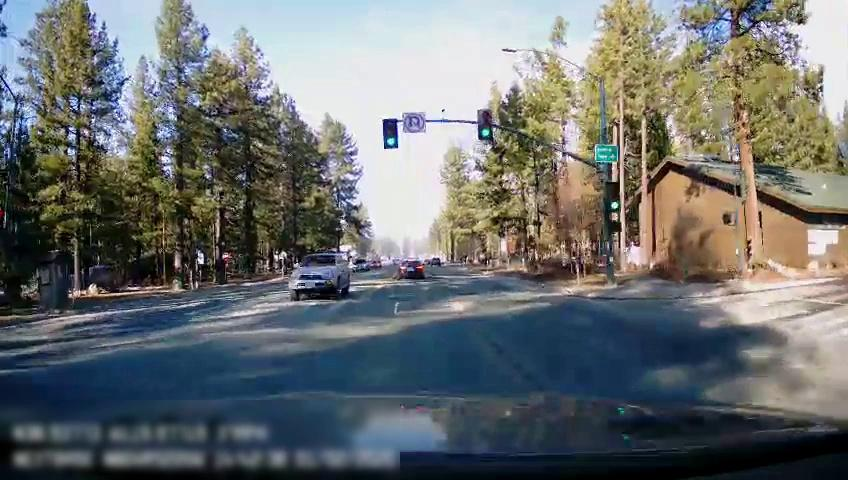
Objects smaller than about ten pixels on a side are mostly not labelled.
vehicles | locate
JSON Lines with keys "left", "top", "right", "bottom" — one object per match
{"left": 289, "top": 253, "right": 351, "bottom": 302}
{"left": 430, "top": 257, "right": 441, "bottom": 266}
{"left": 368, "top": 258, "right": 384, "bottom": 271}
{"left": 399, "top": 257, "right": 427, "bottom": 278}
{"left": 352, "top": 257, "right": 369, "bottom": 272}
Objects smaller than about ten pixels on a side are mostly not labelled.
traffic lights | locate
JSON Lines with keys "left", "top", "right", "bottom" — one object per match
{"left": 383, "top": 119, "right": 399, "bottom": 151}
{"left": 605, "top": 201, "right": 622, "bottom": 226}
{"left": 476, "top": 108, "right": 494, "bottom": 143}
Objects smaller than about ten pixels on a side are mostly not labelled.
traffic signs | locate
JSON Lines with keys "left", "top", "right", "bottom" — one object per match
{"left": 594, "top": 143, "right": 620, "bottom": 165}
{"left": 400, "top": 111, "right": 428, "bottom": 135}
